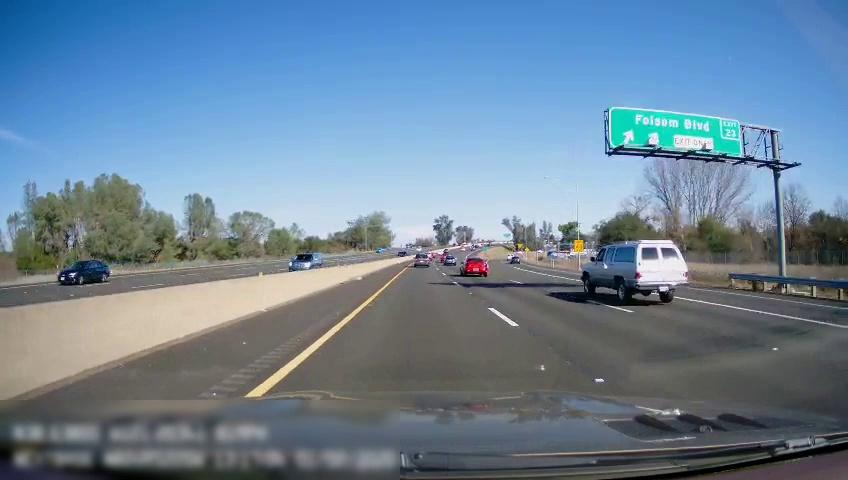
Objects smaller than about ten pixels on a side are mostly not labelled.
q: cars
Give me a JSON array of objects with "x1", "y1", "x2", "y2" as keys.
[
  {"x1": 460, "y1": 257, "x2": 489, "y2": 277},
  {"x1": 57, "y1": 258, "x2": 110, "y2": 287},
  {"x1": 443, "y1": 255, "x2": 457, "y2": 266}
]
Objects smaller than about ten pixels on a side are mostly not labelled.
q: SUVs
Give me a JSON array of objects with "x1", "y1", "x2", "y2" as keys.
[
  {"x1": 287, "y1": 252, "x2": 324, "y2": 273},
  {"x1": 578, "y1": 239, "x2": 688, "y2": 305},
  {"x1": 413, "y1": 254, "x2": 431, "y2": 269}
]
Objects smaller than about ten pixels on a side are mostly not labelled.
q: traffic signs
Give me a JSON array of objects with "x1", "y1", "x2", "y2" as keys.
[
  {"x1": 574, "y1": 240, "x2": 585, "y2": 254},
  {"x1": 606, "y1": 106, "x2": 744, "y2": 162}
]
